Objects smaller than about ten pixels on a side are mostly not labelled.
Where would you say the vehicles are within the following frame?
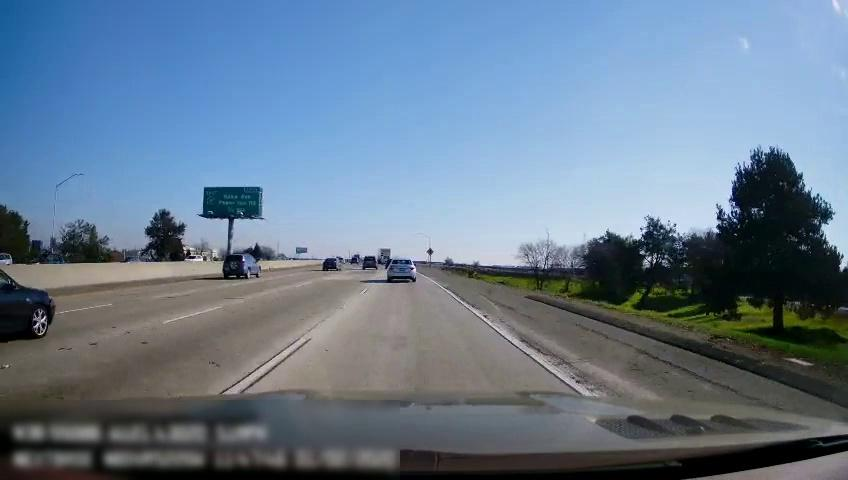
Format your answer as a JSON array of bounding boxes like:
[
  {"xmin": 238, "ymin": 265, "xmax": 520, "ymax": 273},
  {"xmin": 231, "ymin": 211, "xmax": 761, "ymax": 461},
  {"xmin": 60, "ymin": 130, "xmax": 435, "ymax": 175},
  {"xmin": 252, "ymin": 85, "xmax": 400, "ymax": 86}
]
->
[
  {"xmin": 30, "ymin": 254, "xmax": 64, "ymax": 265},
  {"xmin": 321, "ymin": 257, "xmax": 342, "ymax": 272},
  {"xmin": 0, "ymin": 252, "xmax": 14, "ymax": 265},
  {"xmin": 0, "ymin": 268, "xmax": 57, "ymax": 340},
  {"xmin": 184, "ymin": 255, "xmax": 203, "ymax": 262},
  {"xmin": 222, "ymin": 253, "xmax": 264, "ymax": 280},
  {"xmin": 385, "ymin": 258, "xmax": 417, "ymax": 283},
  {"xmin": 361, "ymin": 254, "xmax": 379, "ymax": 271},
  {"xmin": 380, "ymin": 248, "xmax": 392, "ymax": 257}
]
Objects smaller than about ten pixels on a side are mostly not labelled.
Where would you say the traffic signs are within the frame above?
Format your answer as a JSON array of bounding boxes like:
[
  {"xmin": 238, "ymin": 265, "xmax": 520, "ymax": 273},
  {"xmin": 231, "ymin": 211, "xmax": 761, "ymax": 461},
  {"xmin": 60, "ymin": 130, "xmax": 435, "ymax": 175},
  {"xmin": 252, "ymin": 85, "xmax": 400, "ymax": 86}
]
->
[
  {"xmin": 201, "ymin": 186, "xmax": 264, "ymax": 219},
  {"xmin": 424, "ymin": 247, "xmax": 435, "ymax": 256}
]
